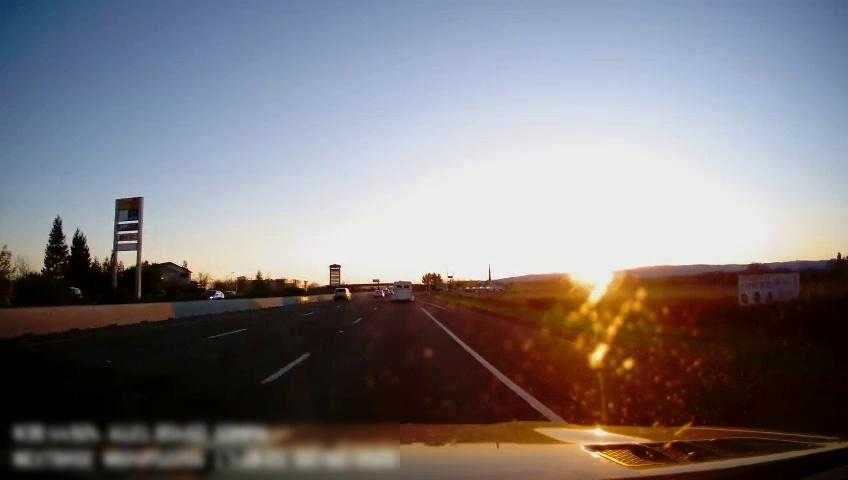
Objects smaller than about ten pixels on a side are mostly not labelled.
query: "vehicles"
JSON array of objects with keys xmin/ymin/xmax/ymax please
[
  {"xmin": 391, "ymin": 280, "xmax": 414, "ymax": 303},
  {"xmin": 373, "ymin": 289, "xmax": 385, "ymax": 299},
  {"xmin": 66, "ymin": 286, "xmax": 83, "ymax": 300},
  {"xmin": 201, "ymin": 289, "xmax": 225, "ymax": 301},
  {"xmin": 333, "ymin": 287, "xmax": 352, "ymax": 302}
]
